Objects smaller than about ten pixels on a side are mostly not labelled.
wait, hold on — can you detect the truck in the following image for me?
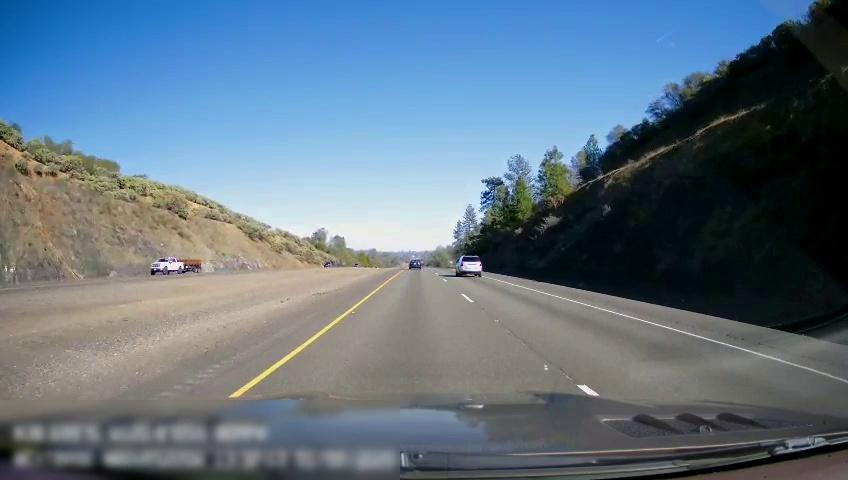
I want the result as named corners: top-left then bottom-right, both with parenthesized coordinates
top-left (149, 257), bottom-right (203, 275)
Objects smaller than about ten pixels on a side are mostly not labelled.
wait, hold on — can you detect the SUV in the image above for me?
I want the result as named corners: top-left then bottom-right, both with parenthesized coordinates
top-left (456, 255), bottom-right (482, 277)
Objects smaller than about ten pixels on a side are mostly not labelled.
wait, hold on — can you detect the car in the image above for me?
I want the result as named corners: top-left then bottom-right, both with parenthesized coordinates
top-left (409, 261), bottom-right (421, 271)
